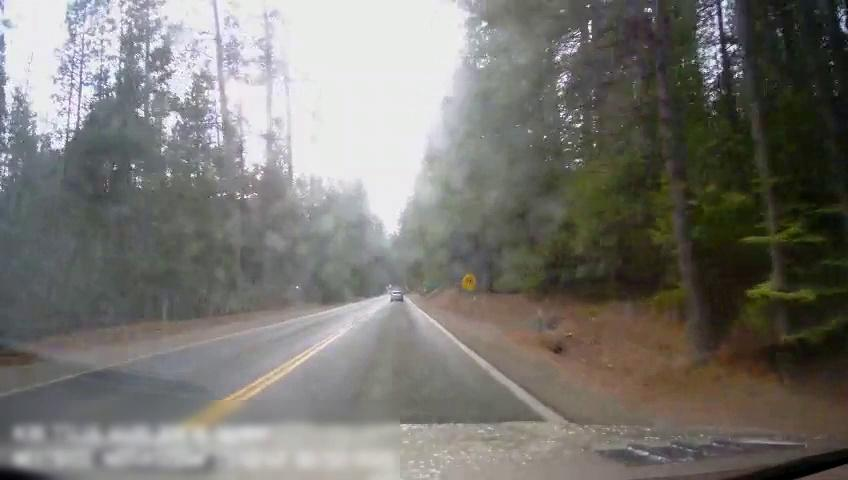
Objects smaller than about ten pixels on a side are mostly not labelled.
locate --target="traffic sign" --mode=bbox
[461,272,478,292]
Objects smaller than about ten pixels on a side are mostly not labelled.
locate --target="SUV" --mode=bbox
[389,291,404,303]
